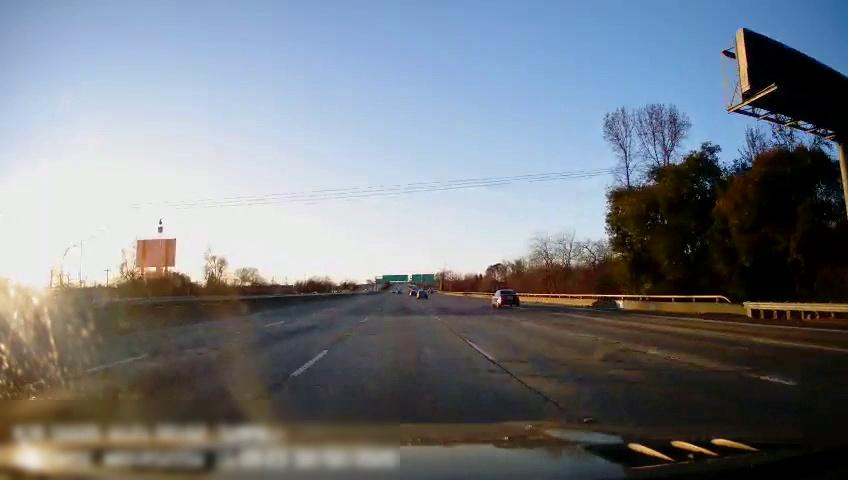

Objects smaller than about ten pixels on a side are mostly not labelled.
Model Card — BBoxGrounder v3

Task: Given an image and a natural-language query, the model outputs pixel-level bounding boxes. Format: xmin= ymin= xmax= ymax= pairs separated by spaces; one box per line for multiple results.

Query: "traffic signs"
xmin=382 ymin=274 xmax=409 ymax=282
xmin=411 ymin=274 xmax=422 ymax=284
xmin=422 ymin=274 xmax=435 ymax=284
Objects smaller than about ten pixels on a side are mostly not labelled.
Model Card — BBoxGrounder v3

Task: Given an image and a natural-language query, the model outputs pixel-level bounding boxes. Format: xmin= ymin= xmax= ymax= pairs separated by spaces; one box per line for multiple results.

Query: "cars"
xmin=491 ymin=289 xmax=520 ymax=309
xmin=417 ymin=290 xmax=428 ymax=300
